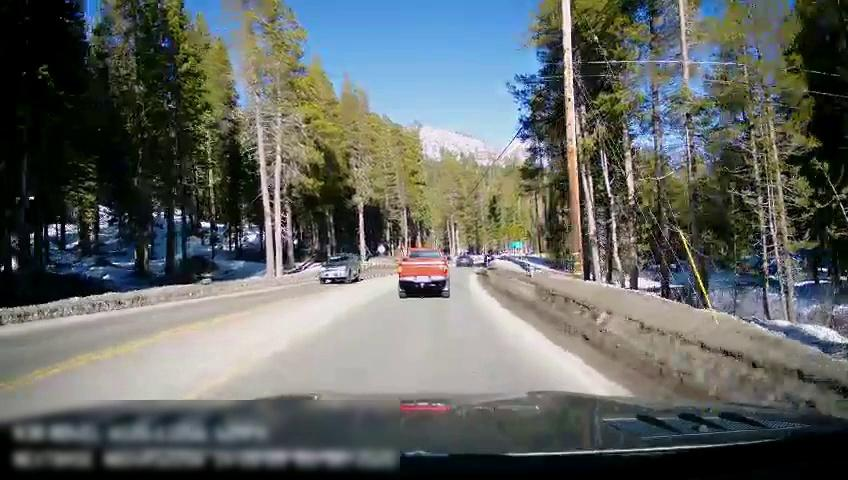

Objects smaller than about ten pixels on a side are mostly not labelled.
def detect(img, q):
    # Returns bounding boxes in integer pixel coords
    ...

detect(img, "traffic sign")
[512,240,524,249]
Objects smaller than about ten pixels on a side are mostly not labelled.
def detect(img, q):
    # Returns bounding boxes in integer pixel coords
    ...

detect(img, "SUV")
[319,251,362,286]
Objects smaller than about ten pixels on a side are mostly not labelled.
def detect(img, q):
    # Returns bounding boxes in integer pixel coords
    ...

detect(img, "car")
[455,254,474,268]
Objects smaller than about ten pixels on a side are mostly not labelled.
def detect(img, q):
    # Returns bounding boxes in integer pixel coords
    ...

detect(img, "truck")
[395,247,449,299]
